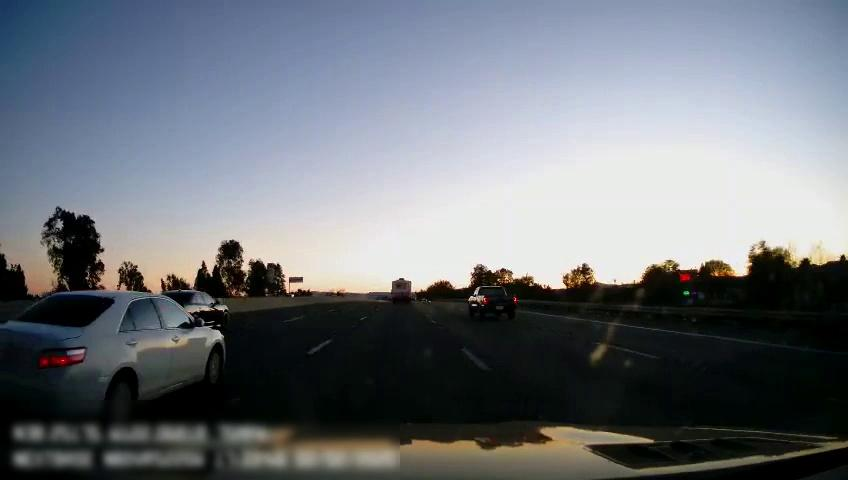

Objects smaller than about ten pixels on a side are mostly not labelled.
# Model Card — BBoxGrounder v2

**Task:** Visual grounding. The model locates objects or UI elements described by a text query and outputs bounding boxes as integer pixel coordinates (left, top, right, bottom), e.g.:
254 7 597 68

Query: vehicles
284 294 295 299
392 280 411 304
162 290 231 331
467 286 518 319
0 289 227 433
